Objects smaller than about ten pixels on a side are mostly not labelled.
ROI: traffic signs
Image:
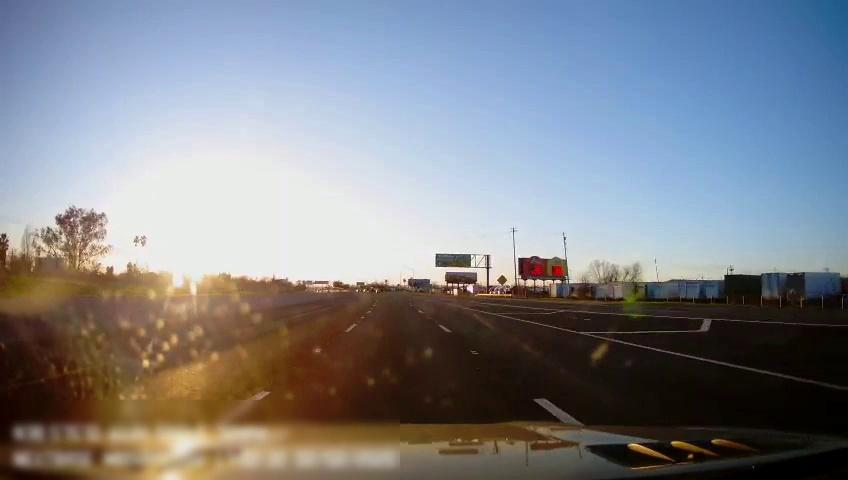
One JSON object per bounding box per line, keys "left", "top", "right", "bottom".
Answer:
{"left": 436, "top": 253, "right": 471, "bottom": 267}
{"left": 497, "top": 274, "right": 508, "bottom": 286}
